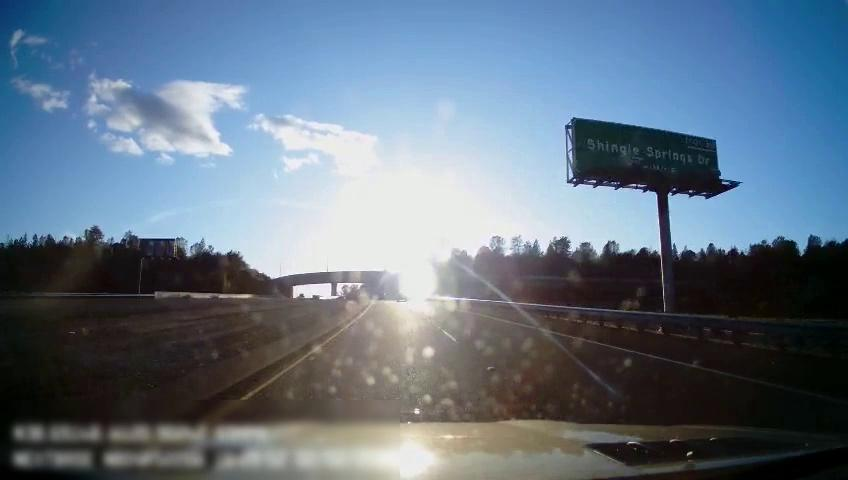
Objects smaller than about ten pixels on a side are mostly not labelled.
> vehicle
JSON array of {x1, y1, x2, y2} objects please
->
[{"x1": 396, "y1": 291, "x2": 408, "y2": 302}]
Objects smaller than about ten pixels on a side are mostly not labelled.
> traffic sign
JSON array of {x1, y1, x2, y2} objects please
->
[{"x1": 566, "y1": 117, "x2": 741, "y2": 201}]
